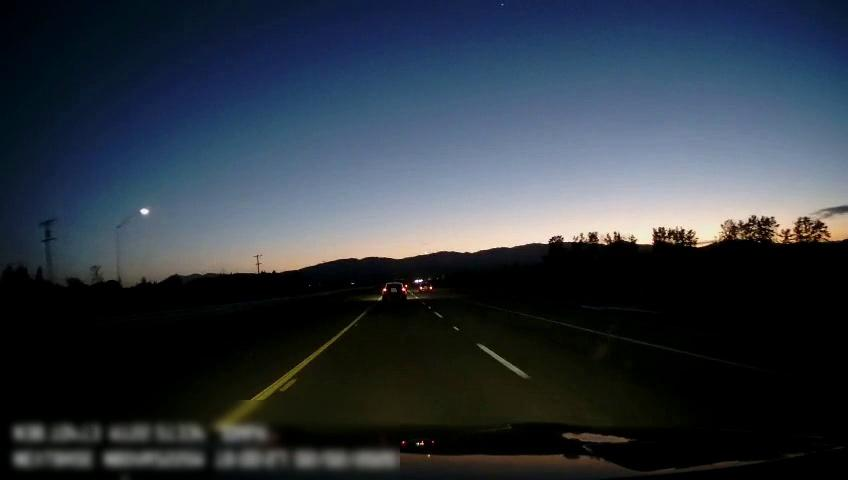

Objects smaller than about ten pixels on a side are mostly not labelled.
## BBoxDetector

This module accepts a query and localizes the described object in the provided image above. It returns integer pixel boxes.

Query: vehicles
[419,282,432,292]
[383,281,407,302]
